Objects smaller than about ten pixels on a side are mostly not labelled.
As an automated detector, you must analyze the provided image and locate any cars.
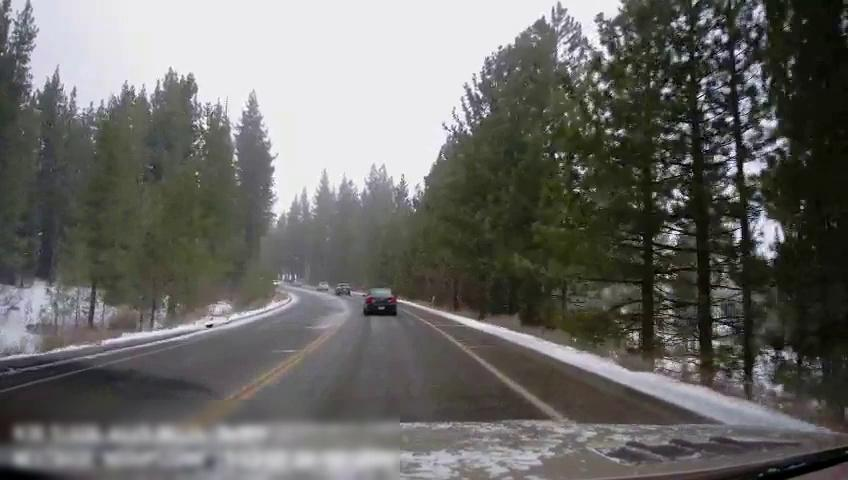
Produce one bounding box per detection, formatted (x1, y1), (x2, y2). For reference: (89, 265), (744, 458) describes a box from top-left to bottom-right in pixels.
(335, 283), (352, 296)
(363, 287), (397, 316)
